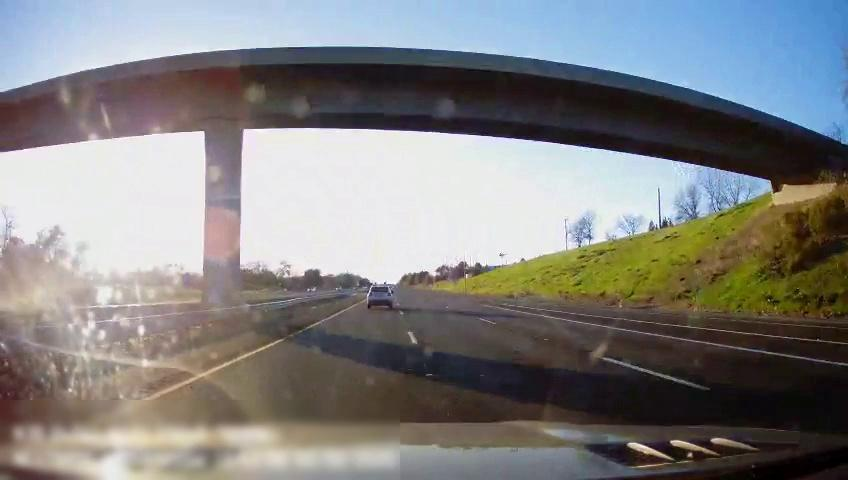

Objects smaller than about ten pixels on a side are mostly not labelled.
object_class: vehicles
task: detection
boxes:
[306,286,318,293]
[365,285,395,310]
